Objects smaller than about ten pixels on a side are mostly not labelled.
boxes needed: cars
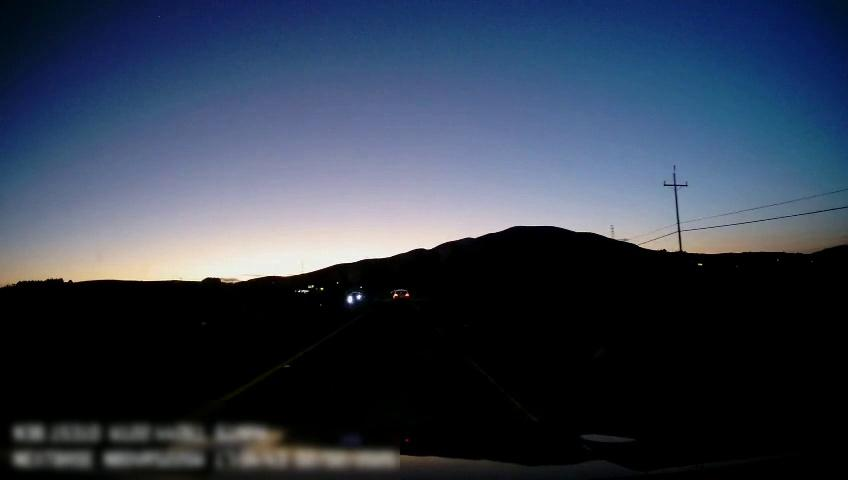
[346,291,363,303]
[393,288,410,302]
